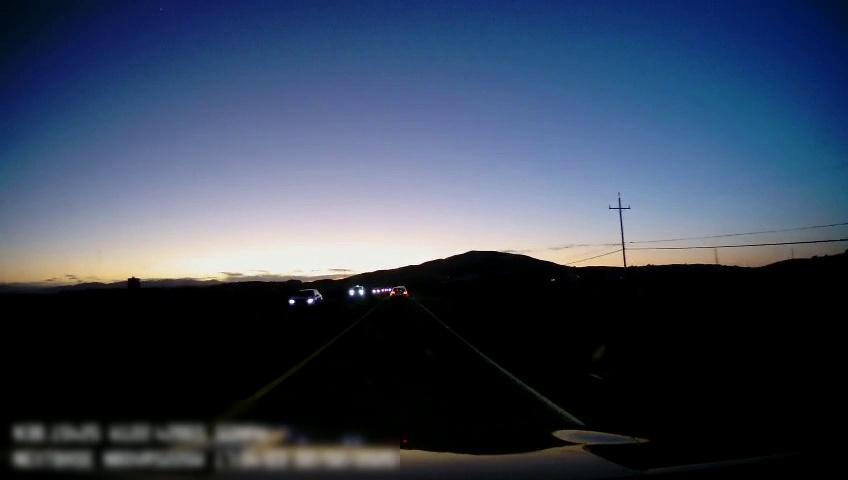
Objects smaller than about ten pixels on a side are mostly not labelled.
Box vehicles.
[287,288,324,306]
[347,285,367,298]
[389,286,409,301]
